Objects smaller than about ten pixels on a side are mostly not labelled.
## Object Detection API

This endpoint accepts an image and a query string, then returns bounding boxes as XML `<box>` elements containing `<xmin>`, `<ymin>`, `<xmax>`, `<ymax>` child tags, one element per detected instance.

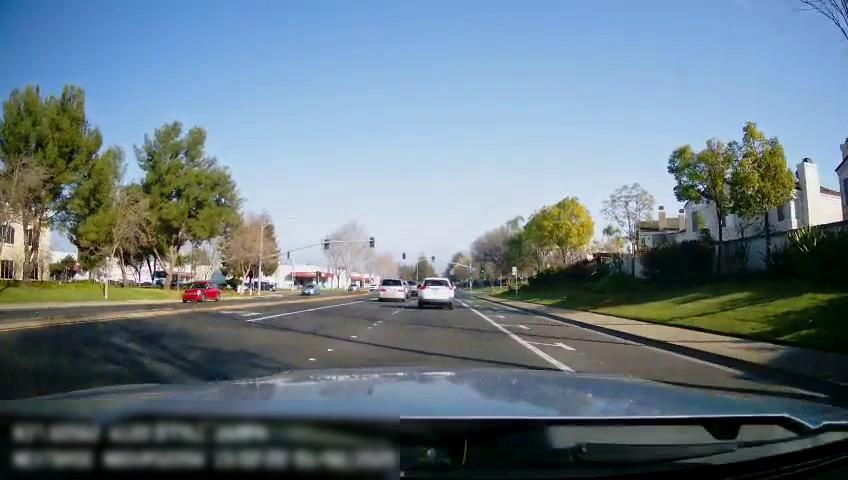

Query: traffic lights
<box><xmin>369</xmin><ymin>236</ymin><xmax>375</xmax><ymax>249</ymax></box>
<box><xmin>323</xmin><ymin>238</ymin><xmax>329</xmax><ymax>251</ymax></box>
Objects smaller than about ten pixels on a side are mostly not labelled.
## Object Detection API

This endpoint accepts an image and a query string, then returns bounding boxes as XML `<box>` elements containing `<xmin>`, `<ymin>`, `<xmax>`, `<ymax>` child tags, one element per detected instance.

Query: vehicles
<box><xmin>182</xmin><ymin>280</ymin><xmax>225</xmax><ymax>304</ymax></box>
<box><xmin>416</xmin><ymin>277</ymin><xmax>455</xmax><ymax>310</ymax></box>
<box><xmin>407</xmin><ymin>280</ymin><xmax>417</xmax><ymax>294</ymax></box>
<box><xmin>402</xmin><ymin>280</ymin><xmax>411</xmax><ymax>298</ymax></box>
<box><xmin>347</xmin><ymin>283</ymin><xmax>360</xmax><ymax>293</ymax></box>
<box><xmin>302</xmin><ymin>285</ymin><xmax>318</xmax><ymax>297</ymax></box>
<box><xmin>375</xmin><ymin>278</ymin><xmax>407</xmax><ymax>301</ymax></box>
